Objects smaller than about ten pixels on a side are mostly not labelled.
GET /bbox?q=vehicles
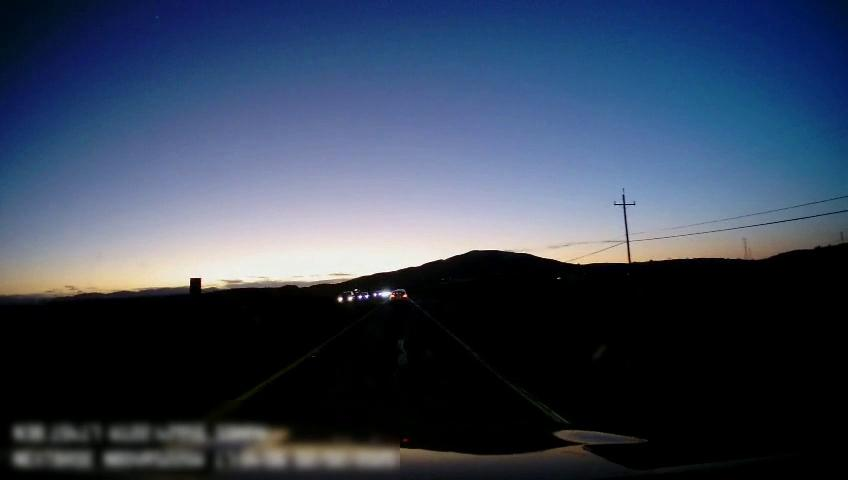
[336,290,355,304]
[357,291,371,301]
[390,289,408,304]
